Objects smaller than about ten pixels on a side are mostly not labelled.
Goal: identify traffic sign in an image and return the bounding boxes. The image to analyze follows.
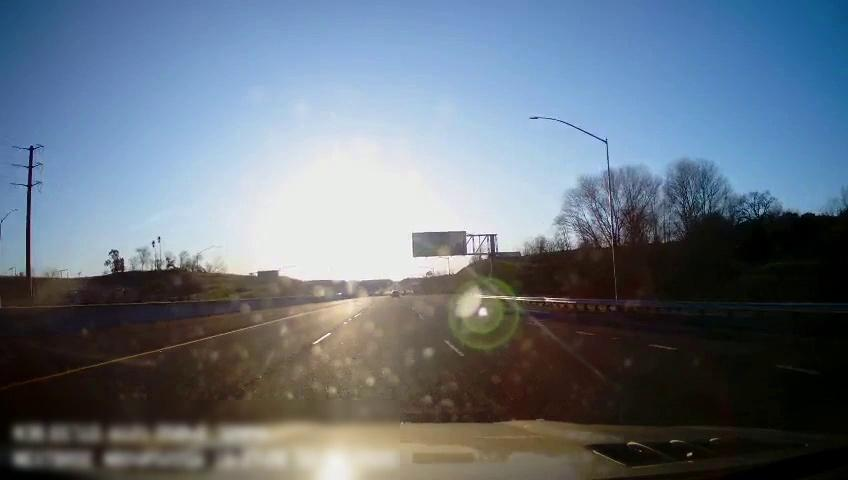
[411,230,468,257]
